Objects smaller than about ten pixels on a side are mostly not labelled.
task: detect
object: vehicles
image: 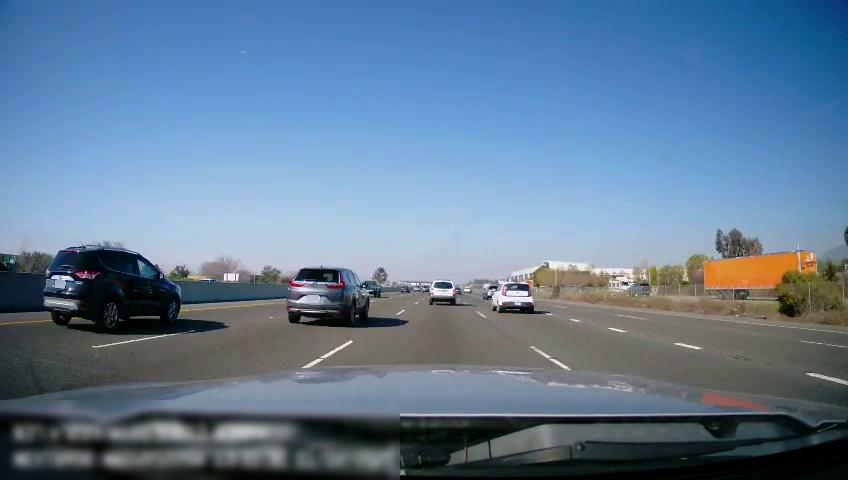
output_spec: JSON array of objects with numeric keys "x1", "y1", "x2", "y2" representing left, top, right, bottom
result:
[
  {"x1": 400, "y1": 285, "x2": 412, "y2": 294},
  {"x1": 626, "y1": 281, "x2": 652, "y2": 297},
  {"x1": 286, "y1": 263, "x2": 371, "y2": 325},
  {"x1": 490, "y1": 281, "x2": 535, "y2": 314},
  {"x1": 482, "y1": 285, "x2": 501, "y2": 300},
  {"x1": 199, "y1": 278, "x2": 216, "y2": 282},
  {"x1": 428, "y1": 279, "x2": 457, "y2": 305},
  {"x1": 359, "y1": 279, "x2": 381, "y2": 298},
  {"x1": 703, "y1": 249, "x2": 818, "y2": 300},
  {"x1": 607, "y1": 276, "x2": 637, "y2": 293},
  {"x1": 42, "y1": 243, "x2": 183, "y2": 332}
]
